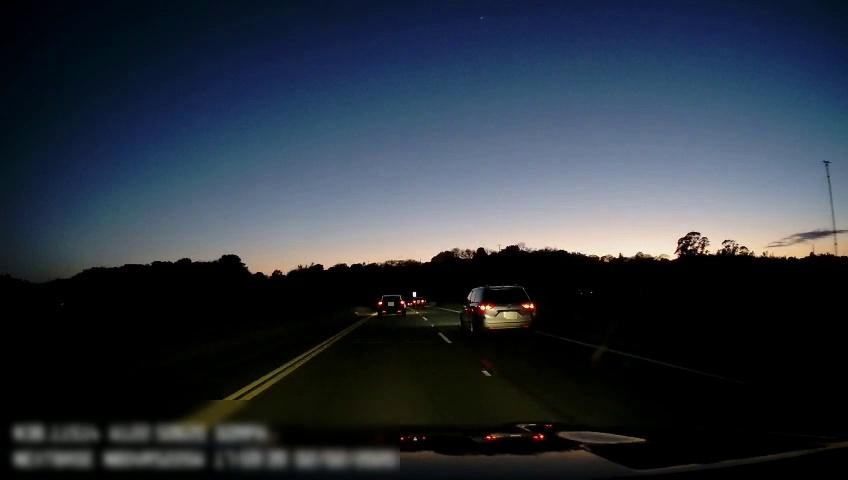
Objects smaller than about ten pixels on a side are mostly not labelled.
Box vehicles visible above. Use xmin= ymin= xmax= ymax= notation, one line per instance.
xmin=377 ymin=295 xmax=408 ymax=320
xmin=410 ymin=297 xmax=424 ymax=308
xmin=461 ymin=285 xmax=537 ymax=337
